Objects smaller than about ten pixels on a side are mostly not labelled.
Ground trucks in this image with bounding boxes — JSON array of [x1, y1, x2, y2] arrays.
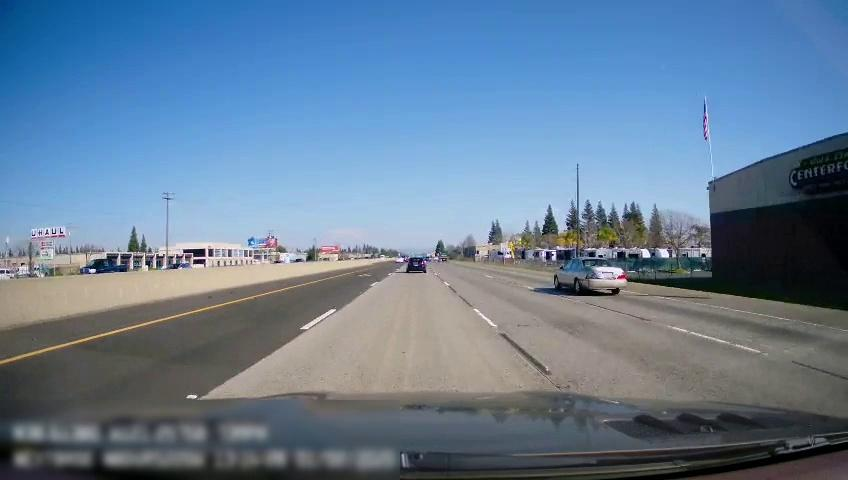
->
[[80, 257, 128, 275]]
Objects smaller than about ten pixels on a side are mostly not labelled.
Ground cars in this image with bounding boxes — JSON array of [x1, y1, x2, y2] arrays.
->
[[164, 262, 193, 271], [552, 257, 629, 296], [406, 257, 427, 274]]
